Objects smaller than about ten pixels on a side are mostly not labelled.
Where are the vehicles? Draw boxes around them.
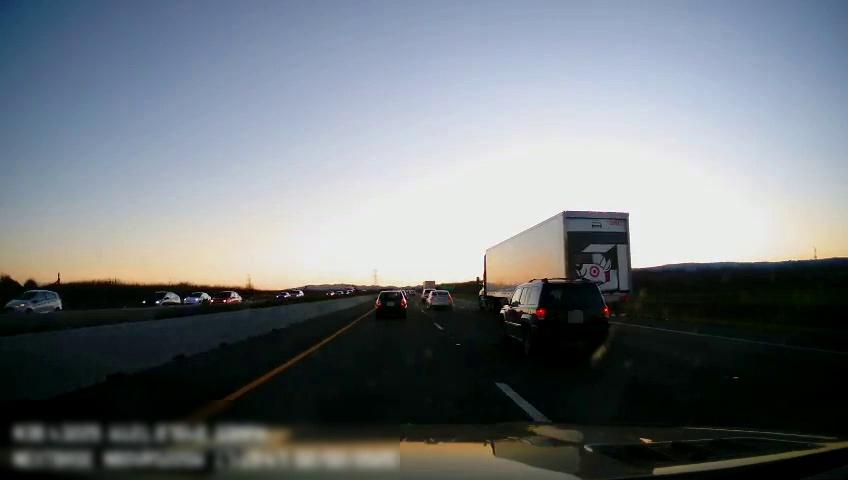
[374,290,408,320]
[333,290,345,296]
[420,288,438,304]
[324,290,335,297]
[499,276,611,361]
[426,289,453,310]
[183,291,212,306]
[423,280,436,291]
[140,290,182,307]
[275,291,291,299]
[4,288,62,315]
[287,289,305,298]
[476,210,633,319]
[209,290,243,305]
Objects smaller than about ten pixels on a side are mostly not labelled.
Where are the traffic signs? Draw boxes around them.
[442,285,455,291]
